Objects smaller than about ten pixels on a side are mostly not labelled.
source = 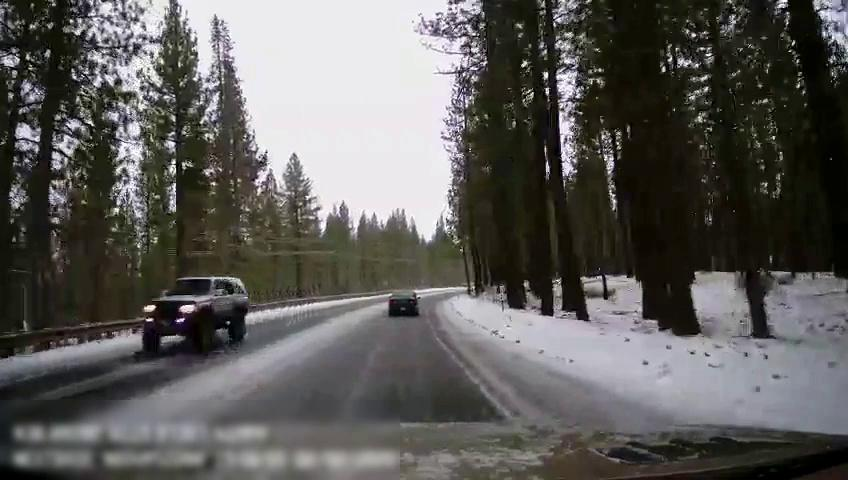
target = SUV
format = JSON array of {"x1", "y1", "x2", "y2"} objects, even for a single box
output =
[{"x1": 141, "y1": 275, "x2": 250, "y2": 355}]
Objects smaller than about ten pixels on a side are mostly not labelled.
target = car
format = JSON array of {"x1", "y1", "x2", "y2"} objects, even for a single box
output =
[{"x1": 388, "y1": 290, "x2": 421, "y2": 316}]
